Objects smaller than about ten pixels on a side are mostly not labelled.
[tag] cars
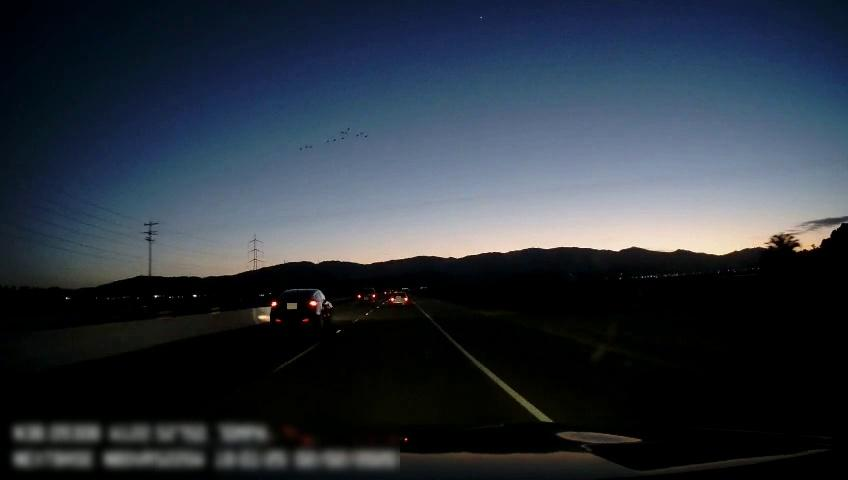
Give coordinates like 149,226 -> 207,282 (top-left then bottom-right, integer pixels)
356,287 -> 376,303
388,289 -> 407,304
270,289 -> 332,328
